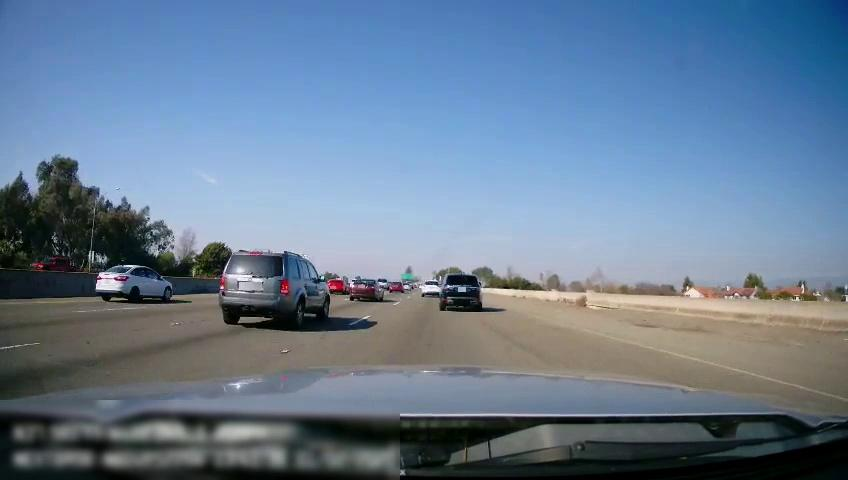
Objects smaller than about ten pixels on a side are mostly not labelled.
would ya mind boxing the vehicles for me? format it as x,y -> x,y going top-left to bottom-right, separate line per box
327,279 -> 352,296
28,256 -> 80,273
95,264 -> 174,304
348,278 -> 383,302
218,249 -> 331,332
439,274 -> 483,312
388,281 -> 404,293
421,280 -> 442,298
374,278 -> 389,291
